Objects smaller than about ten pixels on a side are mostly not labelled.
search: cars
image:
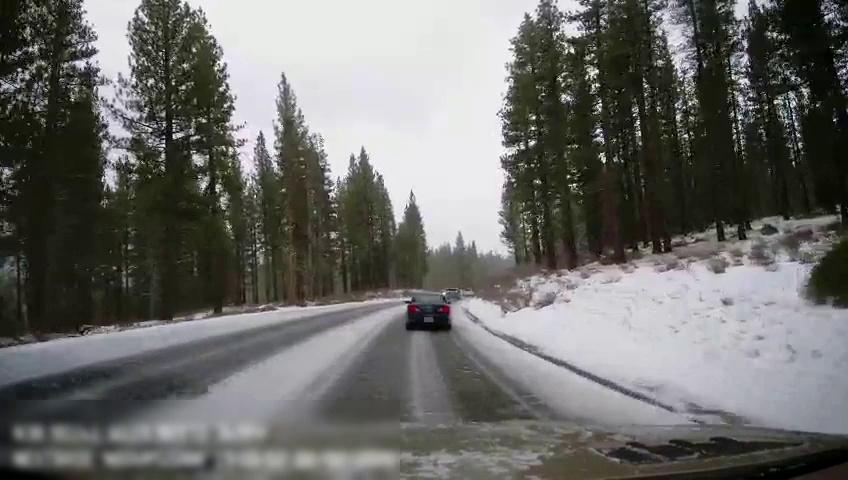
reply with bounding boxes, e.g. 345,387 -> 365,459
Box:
443,287 -> 461,301
403,290 -> 453,329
